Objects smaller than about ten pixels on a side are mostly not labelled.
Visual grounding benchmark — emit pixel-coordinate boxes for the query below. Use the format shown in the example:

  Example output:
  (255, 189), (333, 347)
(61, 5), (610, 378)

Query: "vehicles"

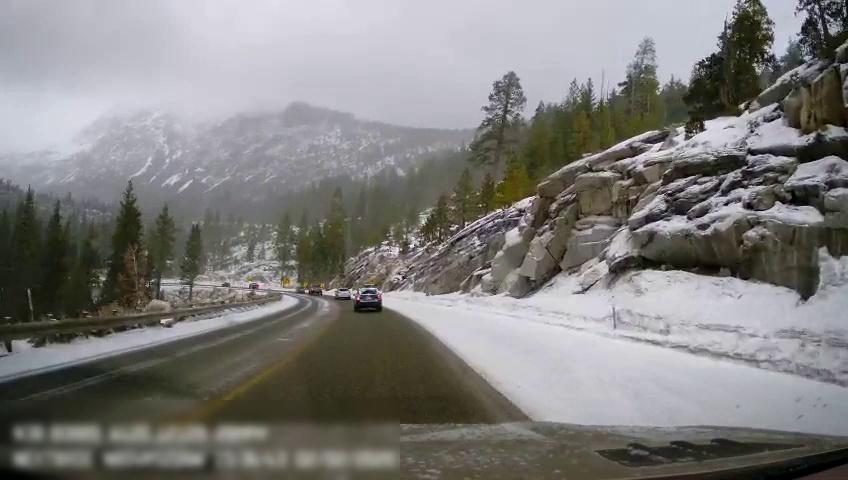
(308, 284), (323, 296)
(334, 287), (351, 301)
(352, 284), (383, 313)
